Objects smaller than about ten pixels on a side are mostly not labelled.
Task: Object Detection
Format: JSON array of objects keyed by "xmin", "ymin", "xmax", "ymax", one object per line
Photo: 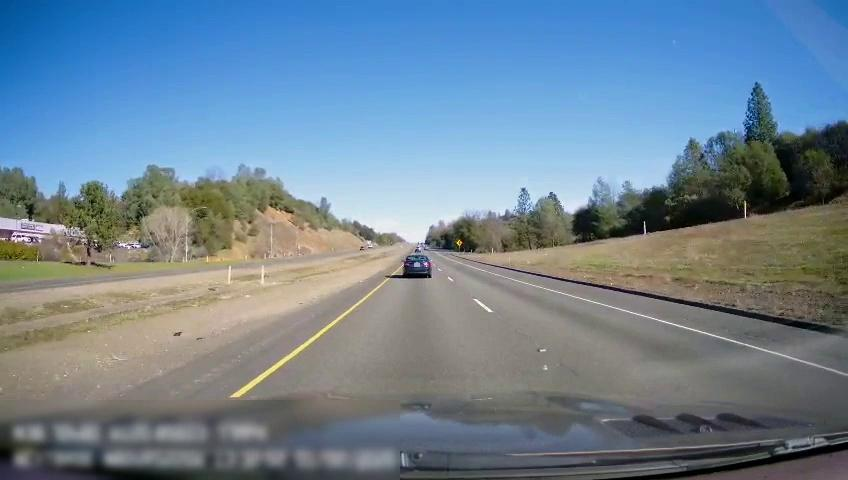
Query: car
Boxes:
[{"xmin": 401, "ymin": 254, "xmax": 433, "ymax": 279}]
